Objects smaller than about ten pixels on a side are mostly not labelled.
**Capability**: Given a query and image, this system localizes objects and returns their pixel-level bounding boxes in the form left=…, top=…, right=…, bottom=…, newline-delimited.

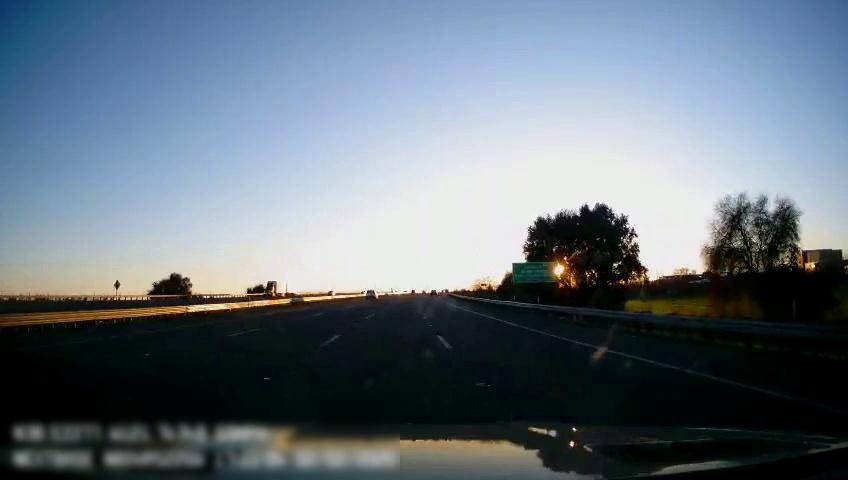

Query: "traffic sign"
left=512, top=261, right=559, bottom=283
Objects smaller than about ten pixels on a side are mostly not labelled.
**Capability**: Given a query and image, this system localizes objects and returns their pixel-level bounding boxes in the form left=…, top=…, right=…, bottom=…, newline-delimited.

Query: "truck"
left=263, top=281, right=300, bottom=298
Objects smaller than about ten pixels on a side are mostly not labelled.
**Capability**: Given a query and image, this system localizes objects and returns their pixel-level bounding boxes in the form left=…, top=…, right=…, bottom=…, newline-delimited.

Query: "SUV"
left=365, top=290, right=379, bottom=300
